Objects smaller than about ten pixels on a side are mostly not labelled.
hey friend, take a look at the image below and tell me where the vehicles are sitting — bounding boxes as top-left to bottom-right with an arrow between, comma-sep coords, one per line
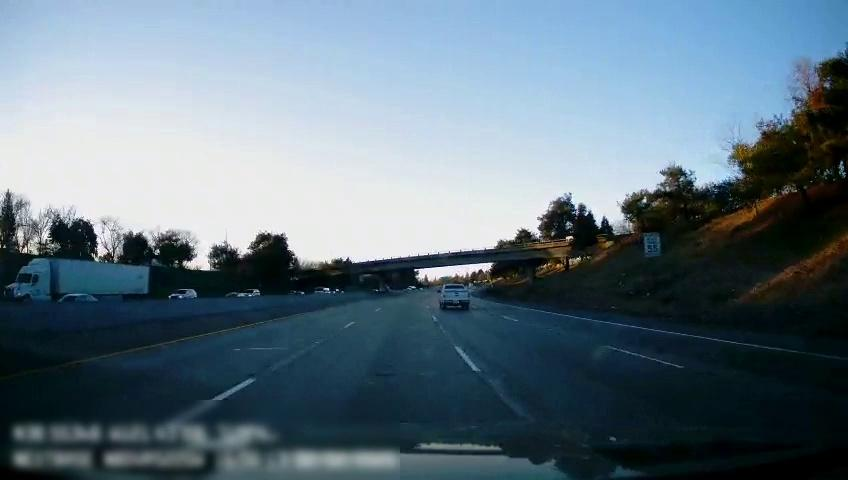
2,256 -> 152,302
59,293 -> 97,303
167,288 -> 198,300
314,286 -> 330,293
437,284 -> 470,309
236,288 -> 261,298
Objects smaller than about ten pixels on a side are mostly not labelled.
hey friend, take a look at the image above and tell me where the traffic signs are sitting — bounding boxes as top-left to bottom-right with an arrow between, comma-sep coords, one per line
643,232 -> 663,258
